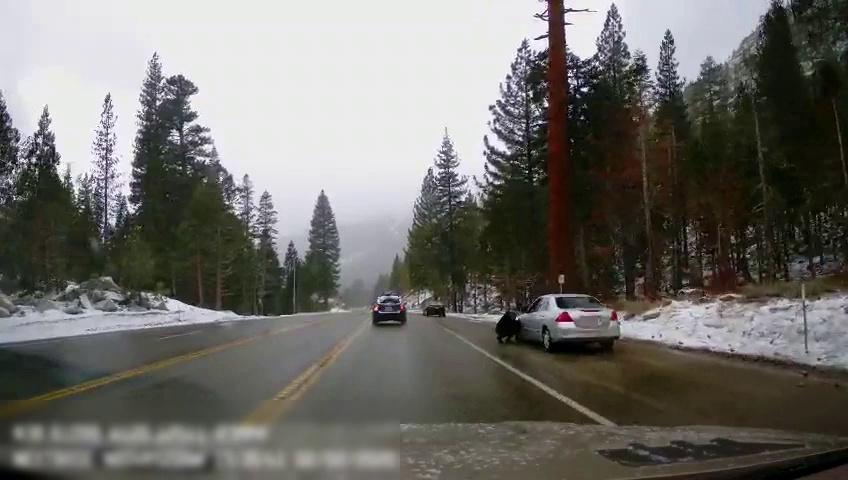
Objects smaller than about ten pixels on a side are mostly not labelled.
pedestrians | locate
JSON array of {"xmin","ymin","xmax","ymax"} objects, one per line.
[{"xmin": 495, "ymin": 311, "xmax": 521, "ymax": 344}]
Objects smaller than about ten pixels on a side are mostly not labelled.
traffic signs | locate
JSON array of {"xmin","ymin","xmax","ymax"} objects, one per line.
[{"xmin": 557, "ymin": 273, "xmax": 565, "ymax": 284}]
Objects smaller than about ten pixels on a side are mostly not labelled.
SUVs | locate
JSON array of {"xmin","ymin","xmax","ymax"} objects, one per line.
[{"xmin": 369, "ymin": 291, "xmax": 407, "ymax": 326}]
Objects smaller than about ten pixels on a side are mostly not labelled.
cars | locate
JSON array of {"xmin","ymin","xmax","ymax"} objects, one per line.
[
  {"xmin": 422, "ymin": 299, "xmax": 446, "ymax": 318},
  {"xmin": 512, "ymin": 293, "xmax": 622, "ymax": 353}
]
